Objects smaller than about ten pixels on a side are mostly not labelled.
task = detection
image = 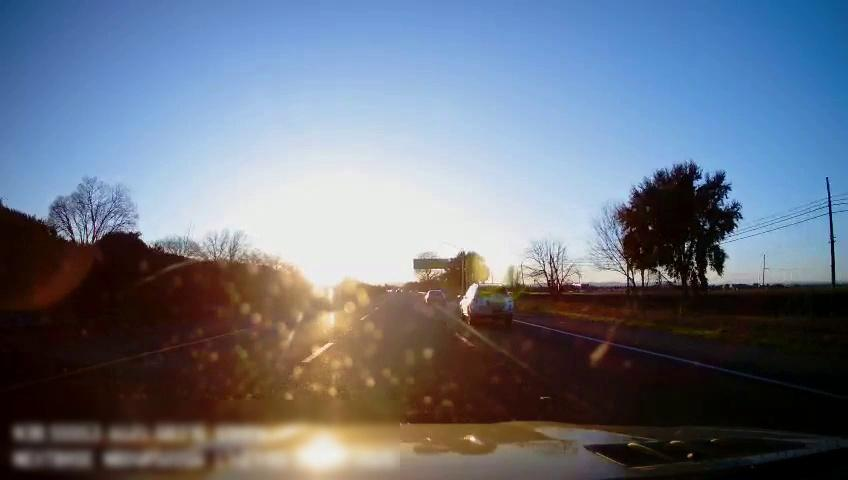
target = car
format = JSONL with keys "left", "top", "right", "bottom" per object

{"left": 424, "top": 290, "right": 446, "bottom": 307}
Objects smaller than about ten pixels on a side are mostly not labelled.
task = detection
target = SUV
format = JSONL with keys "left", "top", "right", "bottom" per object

{"left": 457, "top": 284, "right": 514, "bottom": 327}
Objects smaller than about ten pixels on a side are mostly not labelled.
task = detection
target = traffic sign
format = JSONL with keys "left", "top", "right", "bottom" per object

{"left": 413, "top": 258, "right": 448, "bottom": 270}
